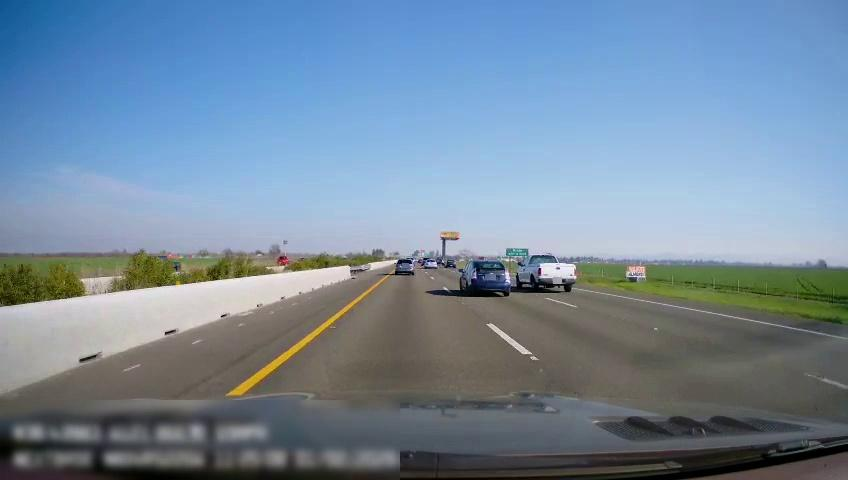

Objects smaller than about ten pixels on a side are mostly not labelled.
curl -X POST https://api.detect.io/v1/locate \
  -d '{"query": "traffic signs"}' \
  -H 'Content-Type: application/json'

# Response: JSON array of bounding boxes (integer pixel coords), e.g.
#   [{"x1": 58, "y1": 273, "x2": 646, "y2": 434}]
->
[{"x1": 505, "y1": 247, "x2": 528, "y2": 256}]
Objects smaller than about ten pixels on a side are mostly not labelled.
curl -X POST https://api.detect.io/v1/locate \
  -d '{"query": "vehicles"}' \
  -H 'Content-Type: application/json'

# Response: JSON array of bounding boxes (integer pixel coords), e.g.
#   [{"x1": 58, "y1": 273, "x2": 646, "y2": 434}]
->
[
  {"x1": 424, "y1": 257, "x2": 439, "y2": 269},
  {"x1": 156, "y1": 255, "x2": 182, "y2": 273},
  {"x1": 515, "y1": 253, "x2": 578, "y2": 293},
  {"x1": 393, "y1": 257, "x2": 416, "y2": 276},
  {"x1": 457, "y1": 259, "x2": 511, "y2": 296}
]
